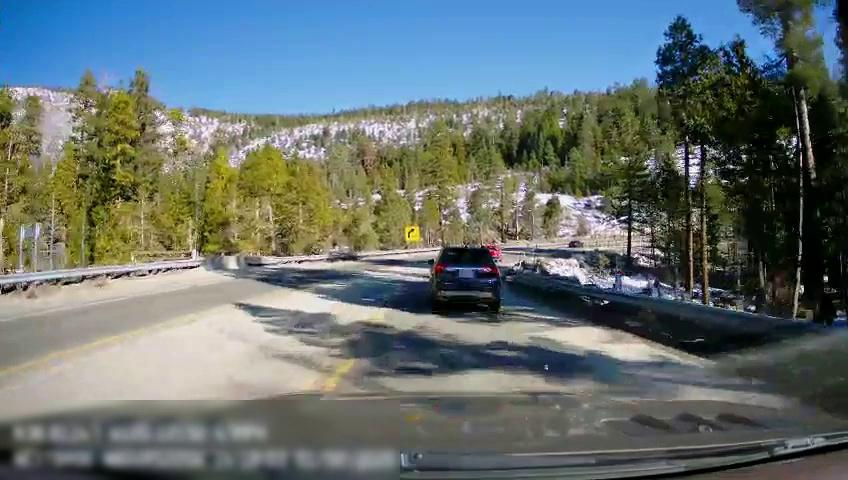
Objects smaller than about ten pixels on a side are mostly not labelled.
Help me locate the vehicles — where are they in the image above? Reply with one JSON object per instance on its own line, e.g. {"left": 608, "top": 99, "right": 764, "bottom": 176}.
{"left": 569, "top": 240, "right": 585, "bottom": 248}
{"left": 426, "top": 246, "right": 503, "bottom": 312}
{"left": 482, "top": 241, "right": 503, "bottom": 258}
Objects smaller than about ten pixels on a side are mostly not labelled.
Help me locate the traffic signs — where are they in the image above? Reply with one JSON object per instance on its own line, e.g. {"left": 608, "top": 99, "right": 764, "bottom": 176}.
{"left": 404, "top": 225, "right": 421, "bottom": 242}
